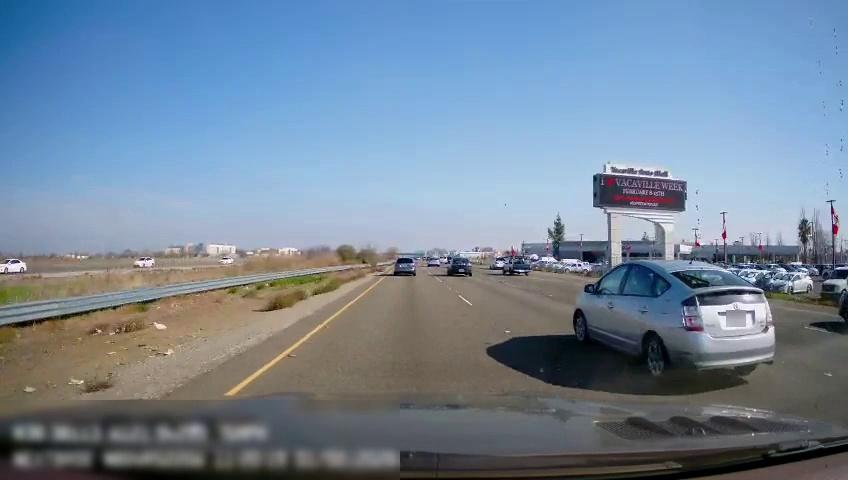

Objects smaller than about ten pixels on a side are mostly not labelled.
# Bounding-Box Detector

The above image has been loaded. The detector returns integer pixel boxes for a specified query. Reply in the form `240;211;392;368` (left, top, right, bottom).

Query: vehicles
217;256;234;266
837;286;848;325
132;256;156;269
0;258;27;275
571;259;776;381
501;258;531;276
426;256;440;267
392;257;417;277
447;257;472;277
488;256;507;271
